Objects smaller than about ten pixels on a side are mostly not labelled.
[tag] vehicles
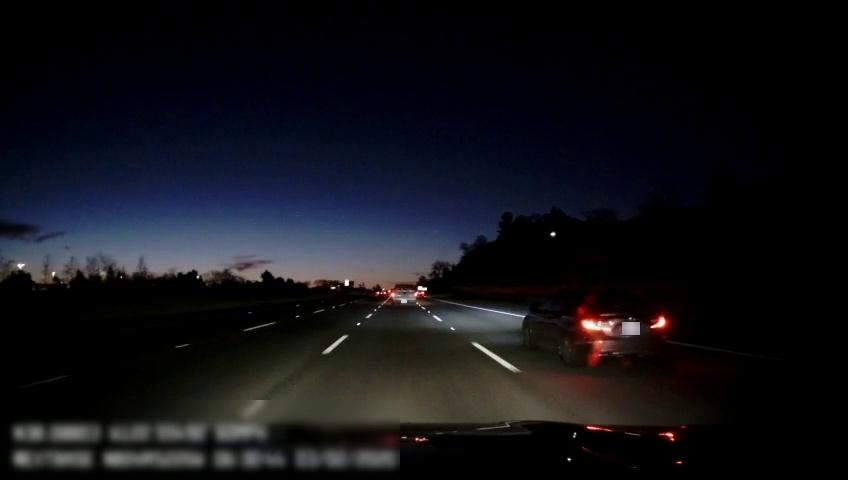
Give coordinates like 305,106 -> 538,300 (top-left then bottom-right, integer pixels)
376,291 -> 388,298
389,282 -> 418,310
519,277 -> 672,368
